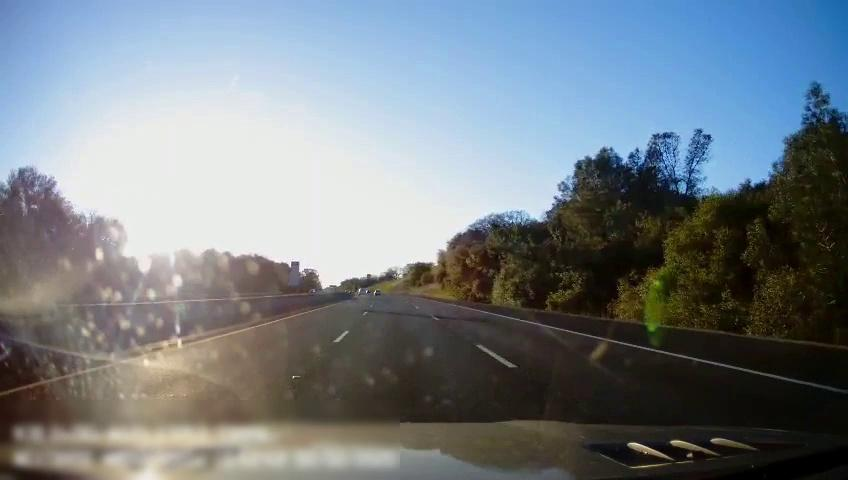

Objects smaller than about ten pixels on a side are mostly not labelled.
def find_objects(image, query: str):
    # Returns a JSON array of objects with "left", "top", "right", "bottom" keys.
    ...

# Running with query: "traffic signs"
[{"left": 288, "top": 259, "right": 300, "bottom": 287}]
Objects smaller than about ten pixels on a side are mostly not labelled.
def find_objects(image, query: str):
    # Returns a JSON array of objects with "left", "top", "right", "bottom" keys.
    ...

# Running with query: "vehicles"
[
  {"left": 357, "top": 287, "right": 370, "bottom": 296},
  {"left": 373, "top": 289, "right": 382, "bottom": 296}
]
